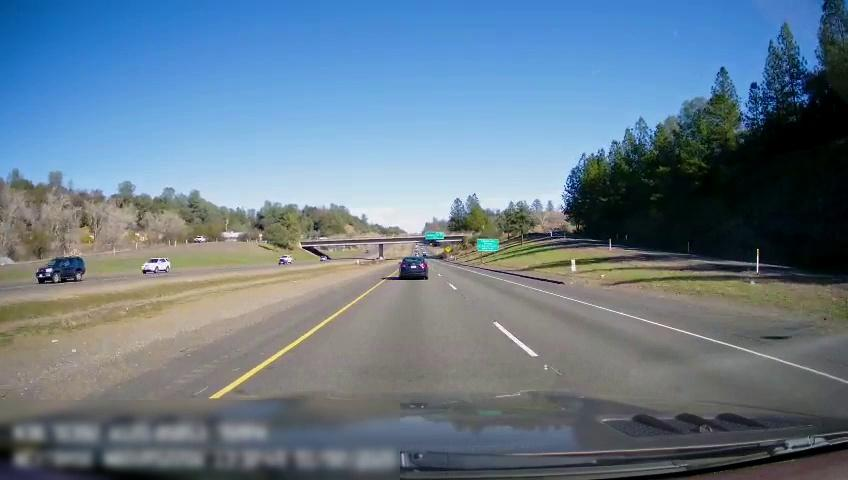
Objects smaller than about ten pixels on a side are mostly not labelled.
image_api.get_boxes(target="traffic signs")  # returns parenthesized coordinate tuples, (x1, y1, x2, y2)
(477, 239, 500, 252)
(425, 232, 445, 240)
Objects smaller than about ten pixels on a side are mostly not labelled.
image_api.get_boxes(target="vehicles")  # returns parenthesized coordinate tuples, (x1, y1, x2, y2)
(192, 235, 208, 244)
(141, 257, 172, 273)
(35, 256, 87, 283)
(278, 255, 293, 264)
(399, 256, 428, 279)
